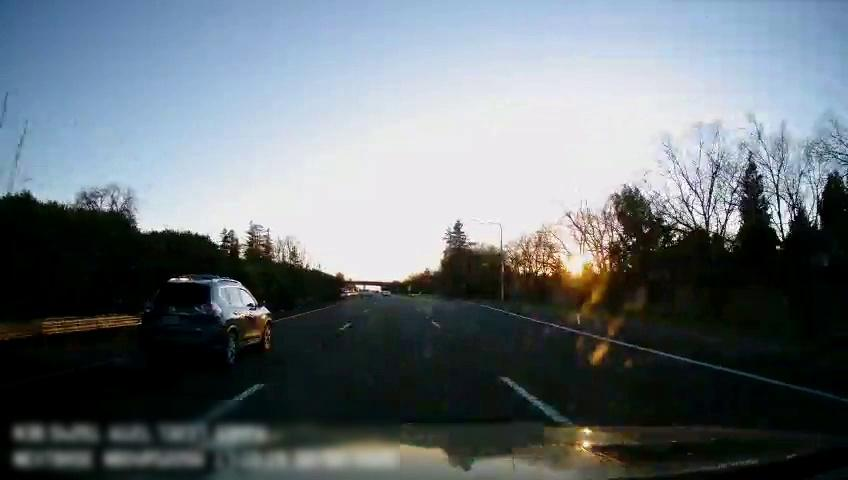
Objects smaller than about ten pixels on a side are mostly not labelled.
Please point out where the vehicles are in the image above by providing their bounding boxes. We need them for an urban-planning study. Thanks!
[360,289,371,299]
[136,274,276,369]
